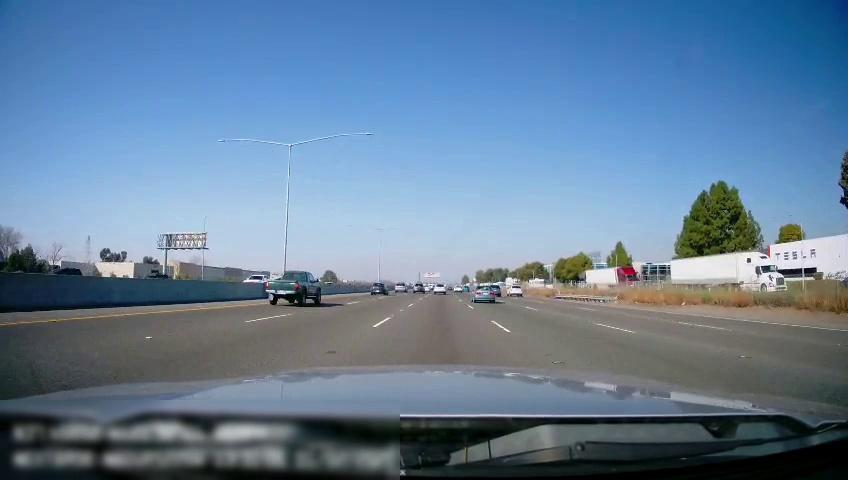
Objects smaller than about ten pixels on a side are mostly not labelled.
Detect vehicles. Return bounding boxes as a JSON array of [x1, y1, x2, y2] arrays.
[[505, 284, 523, 297], [528, 277, 545, 289], [370, 283, 389, 296], [47, 267, 83, 277], [670, 251, 789, 294], [585, 266, 641, 288], [323, 281, 337, 287], [242, 274, 271, 284], [394, 282, 408, 293], [487, 284, 501, 298], [470, 286, 496, 304], [413, 284, 426, 294], [144, 273, 170, 281], [264, 271, 323, 306], [433, 284, 447, 295]]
